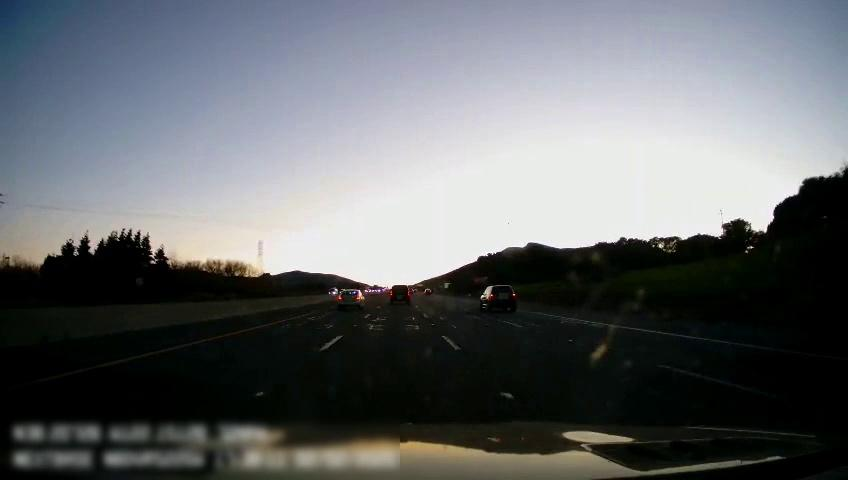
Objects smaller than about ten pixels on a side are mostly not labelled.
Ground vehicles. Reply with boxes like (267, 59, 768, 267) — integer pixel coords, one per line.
(338, 289, 365, 310)
(480, 285, 516, 312)
(328, 288, 339, 295)
(389, 285, 410, 305)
